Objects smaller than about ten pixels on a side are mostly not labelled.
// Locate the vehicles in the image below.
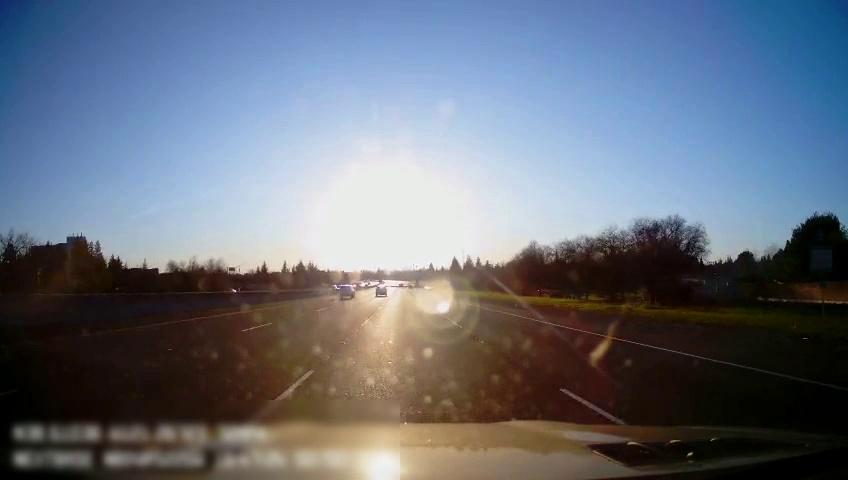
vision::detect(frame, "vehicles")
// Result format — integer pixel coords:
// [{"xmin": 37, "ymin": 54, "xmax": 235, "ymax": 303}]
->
[
  {"xmin": 338, "ymin": 286, "xmax": 355, "ymax": 299},
  {"xmin": 225, "ymin": 287, "xmax": 237, "ymax": 293},
  {"xmin": 375, "ymin": 285, "xmax": 388, "ymax": 297}
]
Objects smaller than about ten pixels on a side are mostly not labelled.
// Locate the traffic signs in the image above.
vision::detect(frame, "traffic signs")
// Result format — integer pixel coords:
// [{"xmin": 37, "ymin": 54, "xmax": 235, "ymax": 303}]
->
[{"xmin": 812, "ymin": 248, "xmax": 835, "ymax": 272}]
